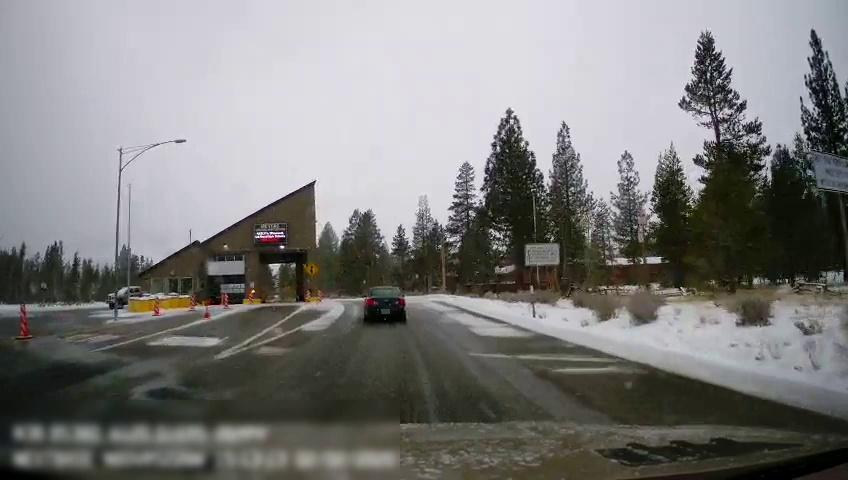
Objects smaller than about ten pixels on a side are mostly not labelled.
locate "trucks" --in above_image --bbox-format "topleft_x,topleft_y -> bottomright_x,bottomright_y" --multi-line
106,287 -> 153,310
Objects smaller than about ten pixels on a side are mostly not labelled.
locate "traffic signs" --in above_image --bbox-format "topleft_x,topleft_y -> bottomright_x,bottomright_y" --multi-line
525,243 -> 560,266
306,264 -> 317,275
816,153 -> 848,193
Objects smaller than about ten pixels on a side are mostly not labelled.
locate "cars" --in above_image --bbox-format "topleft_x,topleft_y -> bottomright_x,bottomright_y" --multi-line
361,286 -> 407,323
